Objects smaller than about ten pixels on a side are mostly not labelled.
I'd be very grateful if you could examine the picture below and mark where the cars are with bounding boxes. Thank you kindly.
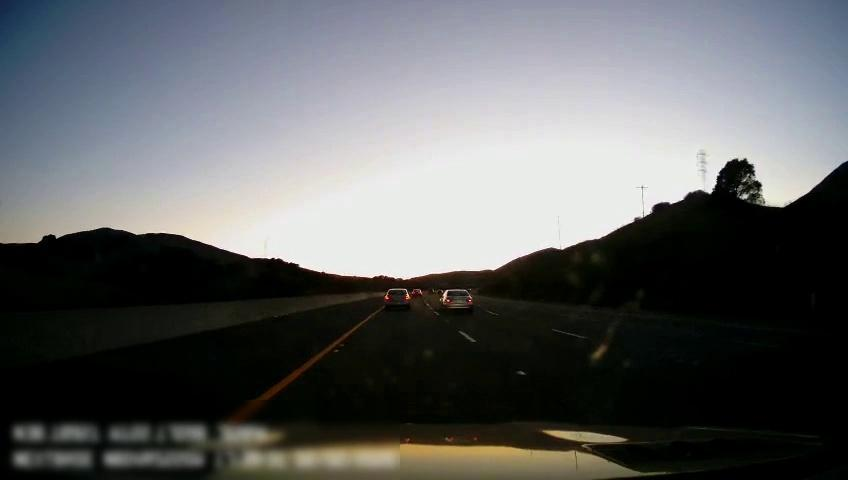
[411,289,423,297]
[439,289,473,313]
[384,288,411,310]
